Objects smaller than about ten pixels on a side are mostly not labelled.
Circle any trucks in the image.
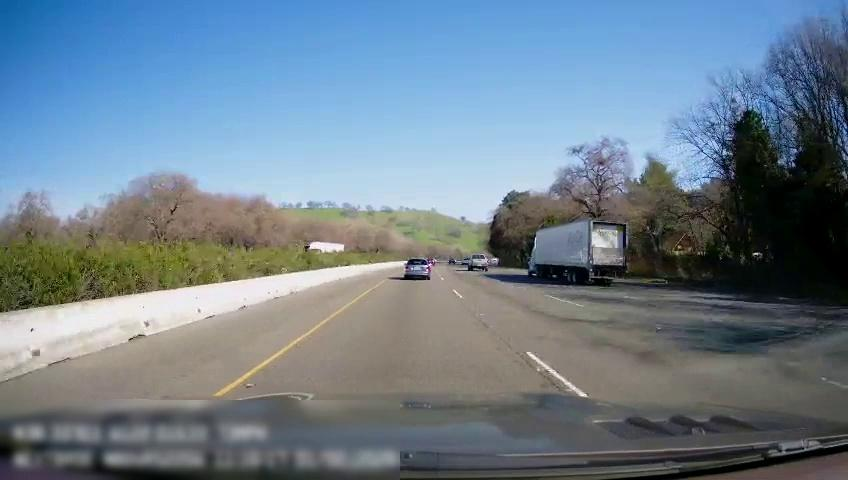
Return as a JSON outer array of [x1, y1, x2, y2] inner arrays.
[[526, 217, 629, 287], [467, 255, 489, 272], [308, 241, 345, 254]]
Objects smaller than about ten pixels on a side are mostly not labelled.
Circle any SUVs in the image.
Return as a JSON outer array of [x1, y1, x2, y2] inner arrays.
[[403, 259, 430, 280]]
